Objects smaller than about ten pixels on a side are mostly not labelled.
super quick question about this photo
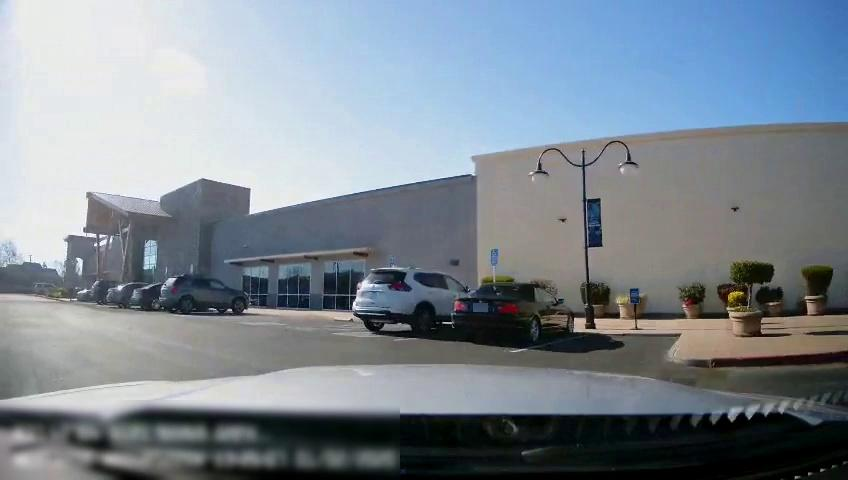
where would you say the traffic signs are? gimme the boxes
[630,288,641,304]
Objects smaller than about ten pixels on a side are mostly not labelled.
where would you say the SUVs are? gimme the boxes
[158,274,249,315]
[88,279,130,305]
[351,268,476,337]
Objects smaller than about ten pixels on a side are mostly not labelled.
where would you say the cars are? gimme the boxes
[452,283,576,345]
[132,280,211,312]
[77,285,115,303]
[105,281,162,309]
